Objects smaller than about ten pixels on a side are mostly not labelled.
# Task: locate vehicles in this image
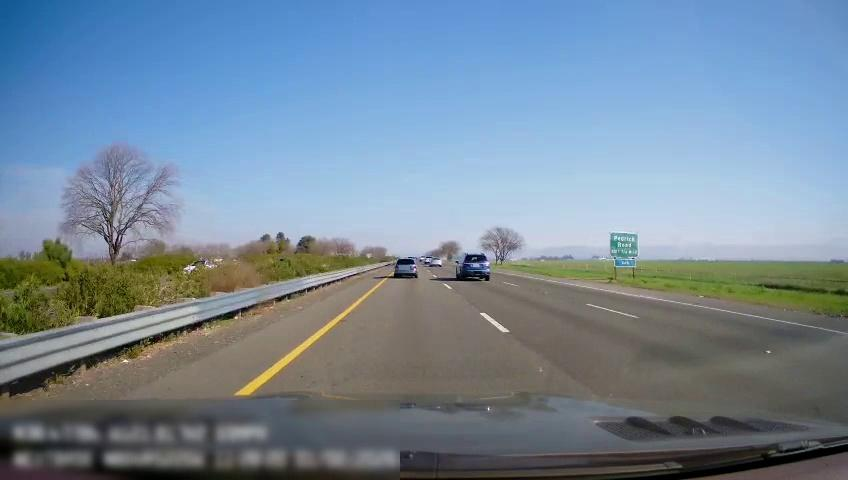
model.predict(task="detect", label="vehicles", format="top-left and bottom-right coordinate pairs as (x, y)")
top-left (183, 259), bottom-right (219, 275)
top-left (454, 253), bottom-right (492, 283)
top-left (392, 256), bottom-right (419, 278)
top-left (427, 255), bottom-right (444, 267)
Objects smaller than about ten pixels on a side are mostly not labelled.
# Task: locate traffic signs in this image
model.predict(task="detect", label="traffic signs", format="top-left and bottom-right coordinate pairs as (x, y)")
top-left (609, 232), bottom-right (640, 258)
top-left (615, 258), bottom-right (637, 268)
